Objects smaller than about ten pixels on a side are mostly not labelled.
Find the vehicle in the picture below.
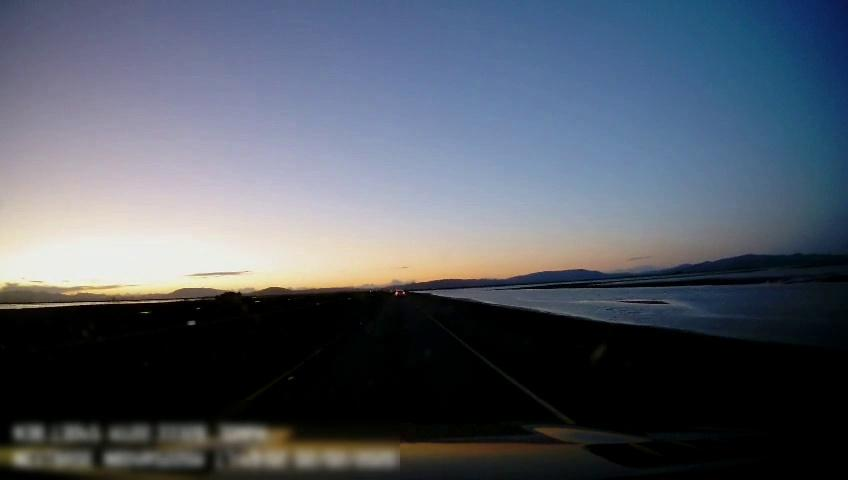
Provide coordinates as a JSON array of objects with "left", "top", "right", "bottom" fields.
[{"left": 394, "top": 288, "right": 406, "bottom": 297}]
